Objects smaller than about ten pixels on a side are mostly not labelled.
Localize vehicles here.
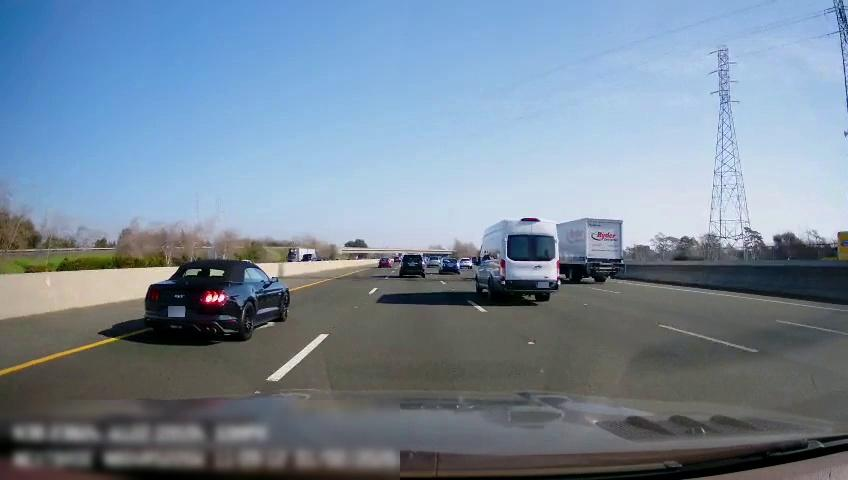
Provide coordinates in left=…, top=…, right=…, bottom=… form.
left=287, top=247, right=317, bottom=263
left=300, top=254, right=313, bottom=263
left=399, top=254, right=426, bottom=279
left=426, top=257, right=440, bottom=268
left=378, top=258, right=392, bottom=269
left=471, top=217, right=561, bottom=302
left=143, top=258, right=291, bottom=342
left=438, top=256, right=461, bottom=275
left=554, top=216, right=628, bottom=283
